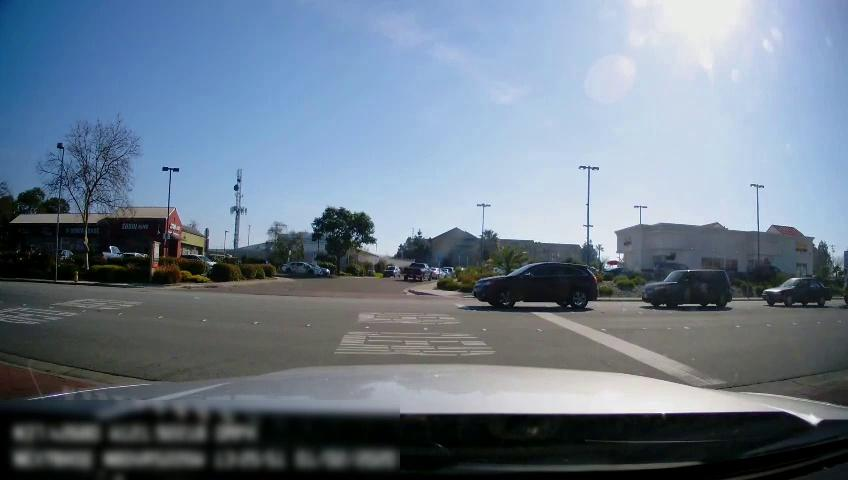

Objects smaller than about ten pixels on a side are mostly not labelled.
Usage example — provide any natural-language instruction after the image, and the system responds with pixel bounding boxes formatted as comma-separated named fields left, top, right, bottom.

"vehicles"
left=640, top=269, right=735, bottom=310
left=384, top=266, right=401, bottom=279
left=400, top=263, right=434, bottom=282
left=762, top=278, right=833, bottom=308
left=431, top=268, right=445, bottom=281
left=471, top=262, right=599, bottom=312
